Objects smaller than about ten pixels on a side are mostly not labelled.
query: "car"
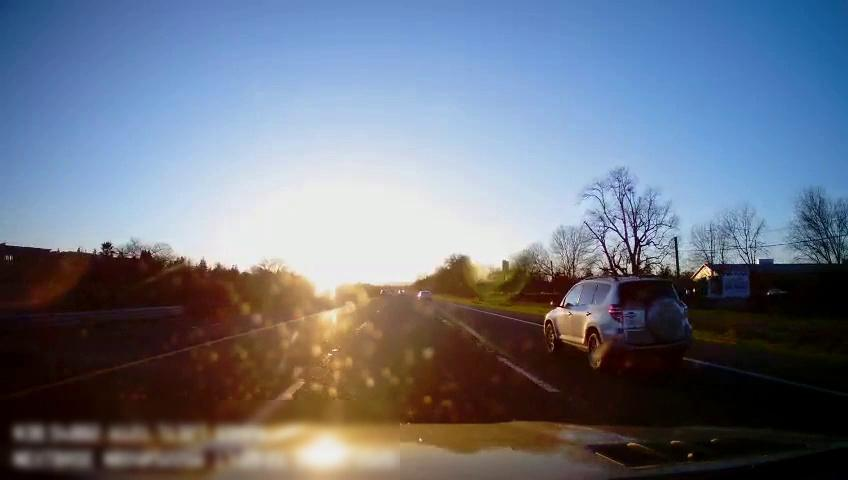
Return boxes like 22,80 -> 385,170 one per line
417,291 -> 432,302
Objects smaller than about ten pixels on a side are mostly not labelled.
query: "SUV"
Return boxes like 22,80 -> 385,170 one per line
542,277 -> 693,376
